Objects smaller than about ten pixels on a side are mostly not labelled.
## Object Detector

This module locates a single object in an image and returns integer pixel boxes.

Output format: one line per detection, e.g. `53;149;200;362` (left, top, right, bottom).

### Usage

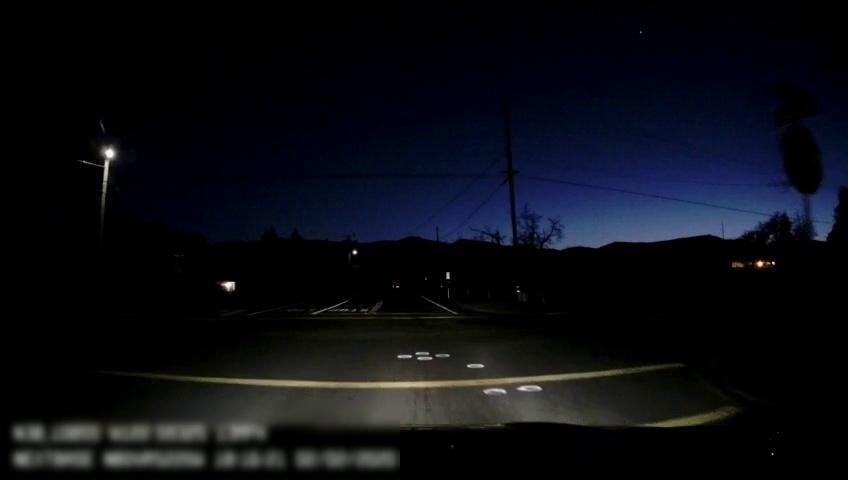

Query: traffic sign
782;123;824;195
